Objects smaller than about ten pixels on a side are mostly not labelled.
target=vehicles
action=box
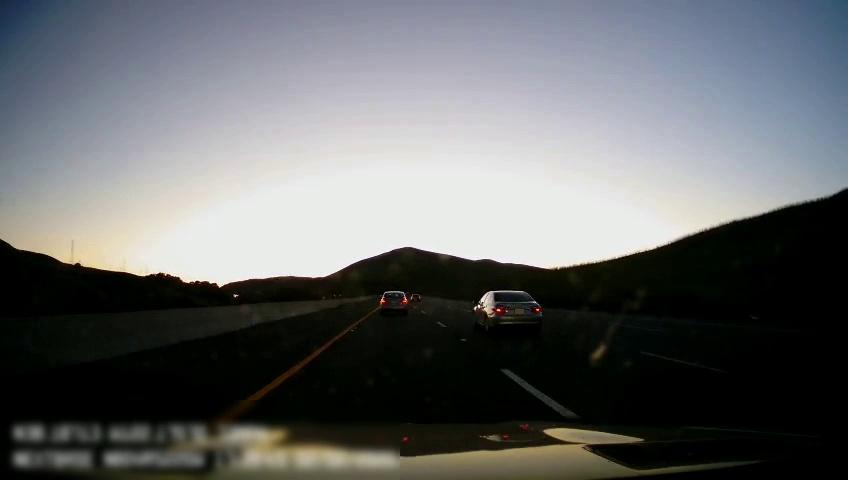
[472,290,542,334]
[410,294,421,302]
[380,291,408,316]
